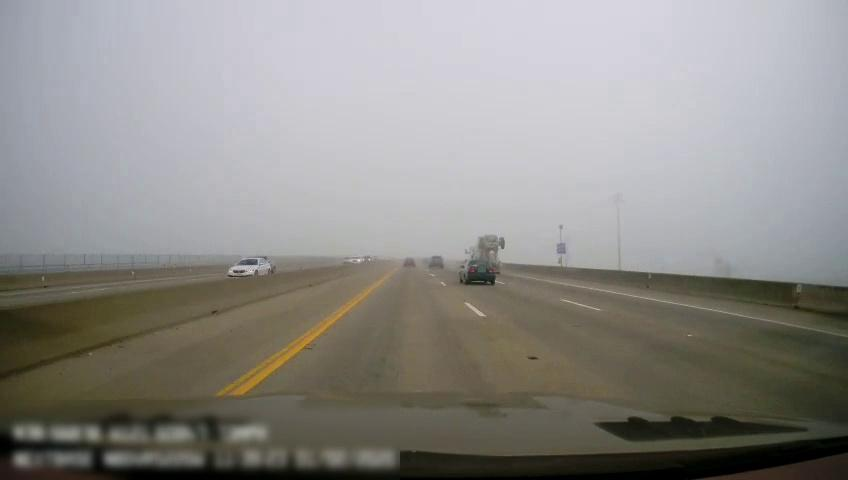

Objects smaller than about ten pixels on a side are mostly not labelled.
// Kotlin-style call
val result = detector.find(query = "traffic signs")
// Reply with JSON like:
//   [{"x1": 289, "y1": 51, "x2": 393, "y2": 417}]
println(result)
[{"x1": 555, "y1": 242, "x2": 568, "y2": 255}]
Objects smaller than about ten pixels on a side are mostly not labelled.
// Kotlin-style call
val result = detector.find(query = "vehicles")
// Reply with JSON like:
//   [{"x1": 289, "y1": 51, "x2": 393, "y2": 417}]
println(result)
[
  {"x1": 253, "y1": 255, "x2": 277, "y2": 276},
  {"x1": 349, "y1": 256, "x2": 365, "y2": 265},
  {"x1": 464, "y1": 234, "x2": 506, "y2": 275},
  {"x1": 458, "y1": 257, "x2": 497, "y2": 286},
  {"x1": 426, "y1": 255, "x2": 445, "y2": 269},
  {"x1": 361, "y1": 255, "x2": 374, "y2": 263},
  {"x1": 225, "y1": 257, "x2": 273, "y2": 279},
  {"x1": 403, "y1": 257, "x2": 416, "y2": 267}
]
